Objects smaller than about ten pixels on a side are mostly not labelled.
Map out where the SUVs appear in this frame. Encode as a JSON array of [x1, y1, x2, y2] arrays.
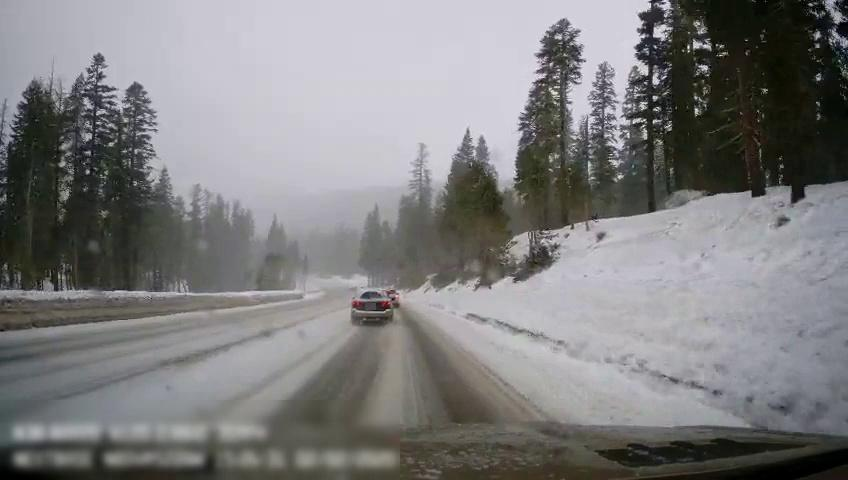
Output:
[[377, 289, 400, 308], [350, 287, 396, 325]]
